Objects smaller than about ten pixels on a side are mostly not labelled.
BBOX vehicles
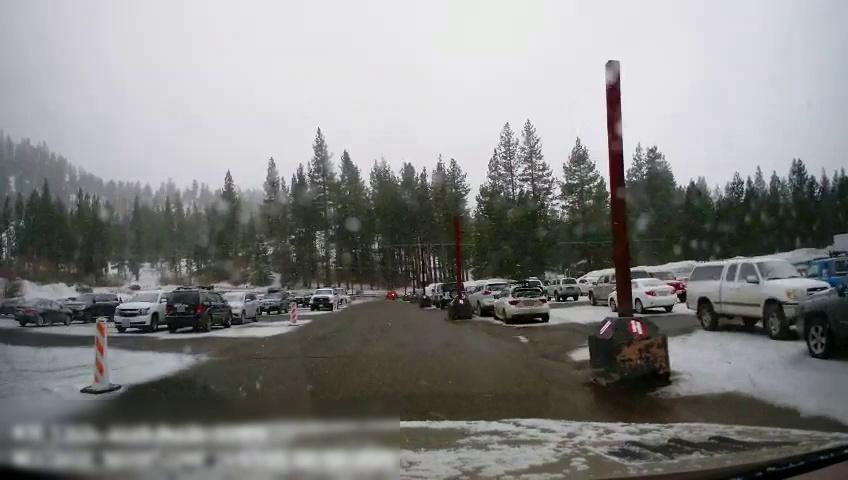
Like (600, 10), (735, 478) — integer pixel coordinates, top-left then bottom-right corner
(260, 292), (288, 316)
(431, 282), (465, 310)
(113, 290), (171, 334)
(491, 287), (551, 324)
(163, 287), (233, 334)
(545, 278), (580, 303)
(653, 271), (687, 304)
(310, 288), (333, 310)
(588, 272), (656, 305)
(685, 258), (833, 341)
(521, 279), (544, 287)
(222, 293), (260, 324)
(804, 280), (848, 359)
(607, 277), (677, 313)
(0, 297), (26, 316)
(468, 283), (511, 315)
(65, 293), (123, 323)
(17, 301), (73, 327)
